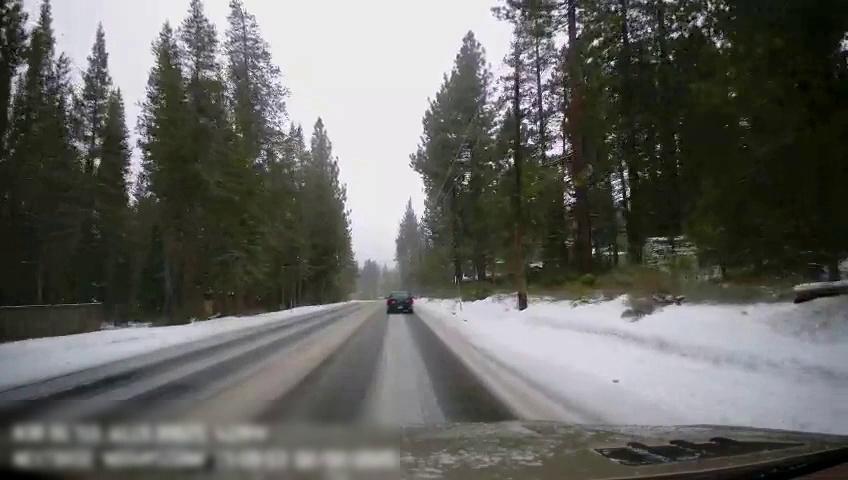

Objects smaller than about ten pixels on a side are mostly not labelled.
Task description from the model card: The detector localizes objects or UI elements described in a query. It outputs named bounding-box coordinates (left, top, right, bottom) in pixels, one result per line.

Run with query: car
left=385, top=291, right=415, bottom=315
